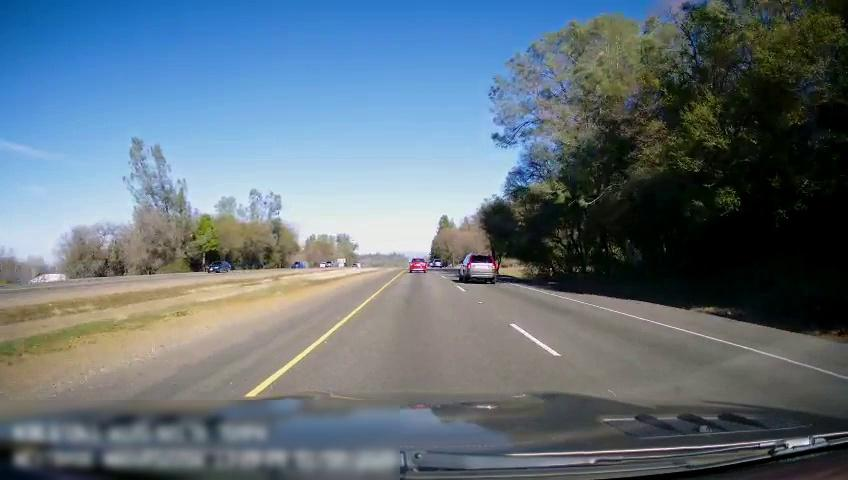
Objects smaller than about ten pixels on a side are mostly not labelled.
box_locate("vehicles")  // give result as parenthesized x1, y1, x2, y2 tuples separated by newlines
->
(408, 257, 428, 273)
(290, 261, 305, 269)
(431, 259, 442, 268)
(206, 260, 232, 273)
(458, 253, 497, 285)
